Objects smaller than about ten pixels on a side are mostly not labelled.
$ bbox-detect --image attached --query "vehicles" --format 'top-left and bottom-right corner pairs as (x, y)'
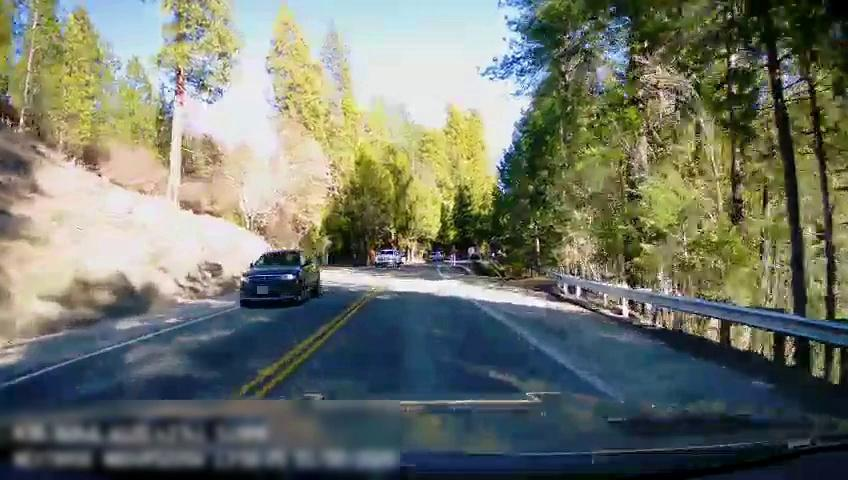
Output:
(239, 248), (321, 308)
(373, 248), (400, 268)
